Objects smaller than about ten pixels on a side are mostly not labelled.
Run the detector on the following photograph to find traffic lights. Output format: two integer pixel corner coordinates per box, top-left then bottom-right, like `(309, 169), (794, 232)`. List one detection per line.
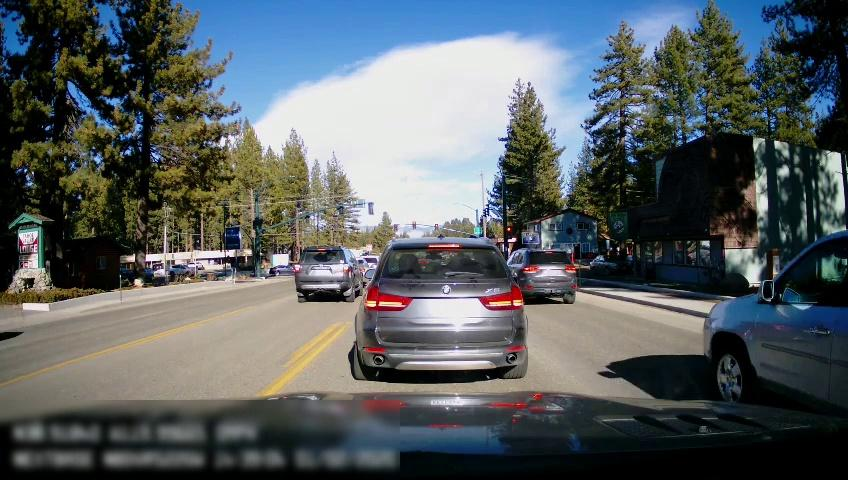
(484, 202), (490, 216)
(368, 202), (374, 215)
(507, 226), (513, 238)
(338, 203), (343, 214)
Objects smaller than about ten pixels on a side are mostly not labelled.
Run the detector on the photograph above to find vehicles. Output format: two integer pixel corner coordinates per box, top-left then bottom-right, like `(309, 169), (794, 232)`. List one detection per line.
(188, 260), (205, 270)
(119, 266), (135, 281)
(295, 247), (363, 302)
(591, 253), (627, 272)
(143, 266), (170, 278)
(702, 229), (848, 416)
(360, 255), (379, 267)
(271, 265), (294, 274)
(170, 264), (195, 277)
(354, 237), (527, 379)
(360, 260), (370, 286)
(506, 248), (578, 305)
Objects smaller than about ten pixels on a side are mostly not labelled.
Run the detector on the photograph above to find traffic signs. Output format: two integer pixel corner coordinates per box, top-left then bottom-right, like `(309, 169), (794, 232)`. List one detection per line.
(473, 227), (483, 237)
